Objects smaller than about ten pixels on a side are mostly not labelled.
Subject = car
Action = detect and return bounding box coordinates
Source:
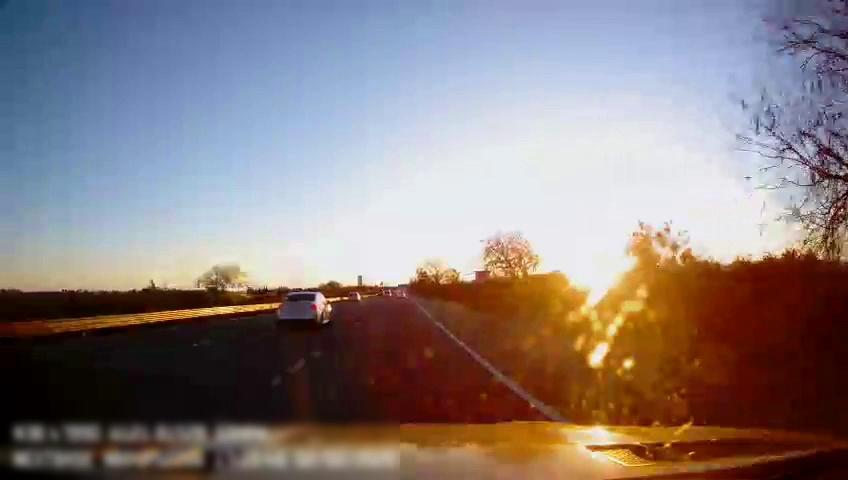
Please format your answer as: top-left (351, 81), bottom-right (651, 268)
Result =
top-left (275, 292), bottom-right (332, 330)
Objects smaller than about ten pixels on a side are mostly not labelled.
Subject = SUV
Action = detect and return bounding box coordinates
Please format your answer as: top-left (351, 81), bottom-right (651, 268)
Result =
top-left (347, 291), bottom-right (361, 302)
